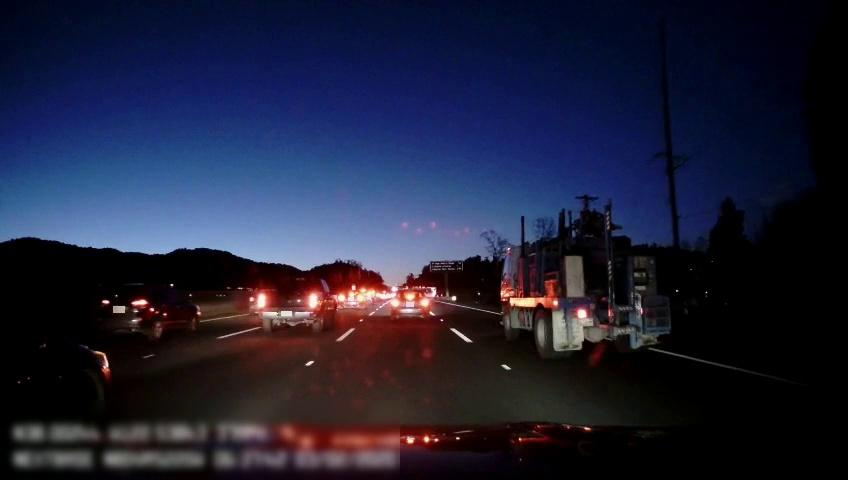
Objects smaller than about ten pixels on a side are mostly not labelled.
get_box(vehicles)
[0,319,114,440]
[492,235,672,360]
[92,282,201,343]
[356,290,376,307]
[256,274,338,335]
[390,287,433,319]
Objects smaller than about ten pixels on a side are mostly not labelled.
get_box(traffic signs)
[429,261,464,271]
